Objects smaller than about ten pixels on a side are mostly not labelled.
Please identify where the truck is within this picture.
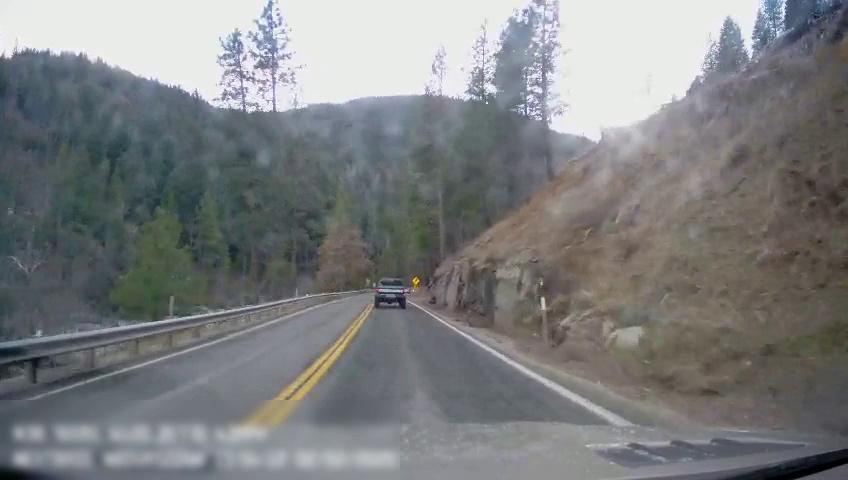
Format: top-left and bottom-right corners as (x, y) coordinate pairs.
(374, 277), (408, 309)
